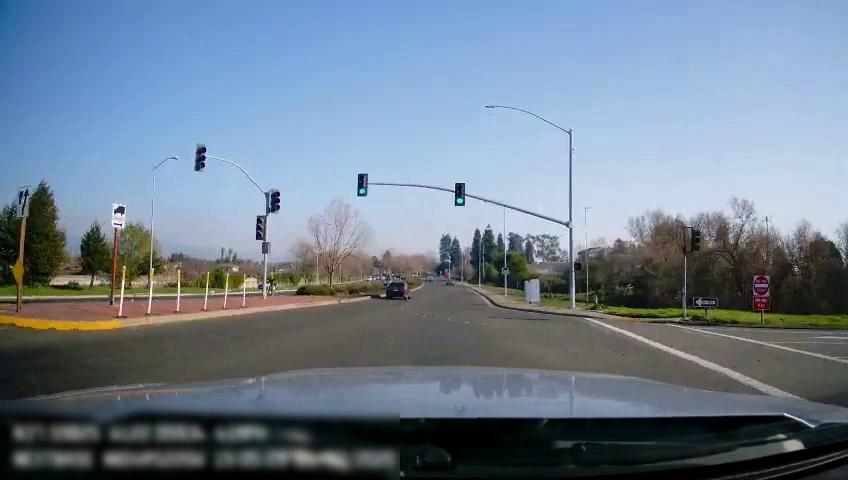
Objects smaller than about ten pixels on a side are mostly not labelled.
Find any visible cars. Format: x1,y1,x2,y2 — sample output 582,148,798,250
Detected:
386,281,412,300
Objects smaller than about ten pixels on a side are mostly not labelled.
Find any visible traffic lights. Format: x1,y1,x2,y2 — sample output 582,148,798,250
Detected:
357,173,368,197
691,229,702,252
454,182,466,206
271,189,281,213
256,215,265,240
194,143,207,172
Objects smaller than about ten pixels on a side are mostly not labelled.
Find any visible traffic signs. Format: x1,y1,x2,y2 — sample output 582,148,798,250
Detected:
12,257,24,283
112,203,126,228
753,297,770,311
16,185,31,219
753,275,770,297
693,297,718,308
